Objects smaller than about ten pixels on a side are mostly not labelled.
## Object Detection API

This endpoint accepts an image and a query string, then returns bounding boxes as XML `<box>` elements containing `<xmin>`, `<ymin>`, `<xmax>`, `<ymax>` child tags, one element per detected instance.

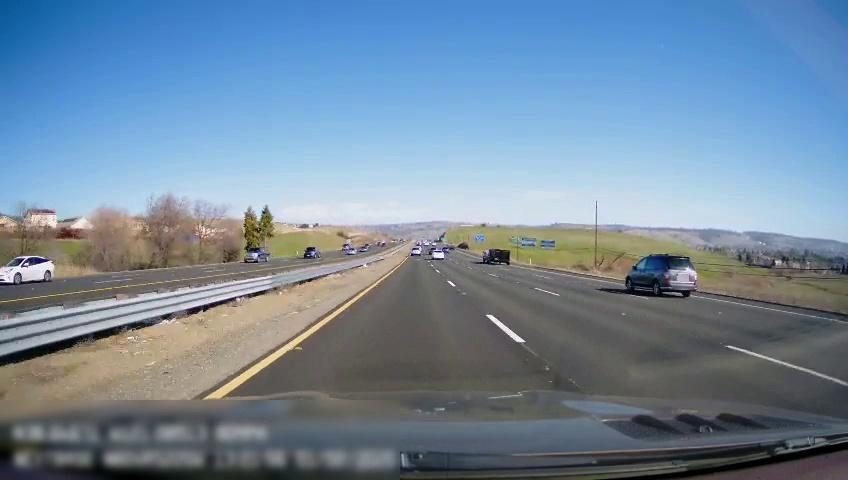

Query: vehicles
<box><xmin>624</xmin><ymin>256</ymin><xmax>698</xmax><ymax>297</ymax></box>
<box><xmin>488</xmin><ymin>249</ymin><xmax>512</xmax><ymax>265</ymax></box>
<box><xmin>303</xmin><ymin>247</ymin><xmax>321</xmax><ymax>259</ymax></box>
<box><xmin>346</xmin><ymin>248</ymin><xmax>357</xmax><ymax>255</ymax></box>
<box><xmin>410</xmin><ymin>246</ymin><xmax>422</xmax><ymax>257</ymax></box>
<box><xmin>431</xmin><ymin>249</ymin><xmax>444</xmax><ymax>259</ymax></box>
<box><xmin>482</xmin><ymin>250</ymin><xmax>489</xmax><ymax>264</ymax></box>
<box><xmin>244</xmin><ymin>247</ymin><xmax>270</xmax><ymax>263</ymax></box>
<box><xmin>0</xmin><ymin>256</ymin><xmax>54</xmax><ymax>285</ymax></box>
